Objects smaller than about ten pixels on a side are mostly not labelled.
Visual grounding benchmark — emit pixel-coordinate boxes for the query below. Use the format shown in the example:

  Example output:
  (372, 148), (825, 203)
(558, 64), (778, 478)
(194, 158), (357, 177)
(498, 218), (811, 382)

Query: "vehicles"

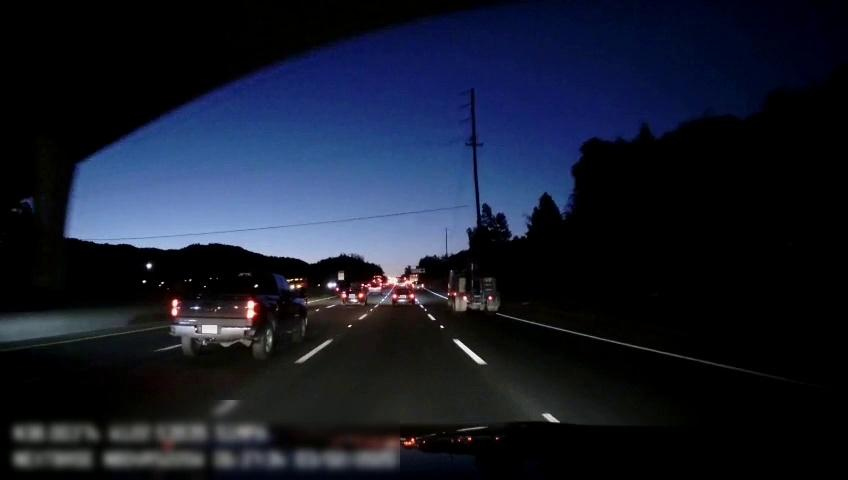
(392, 284), (414, 305)
(171, 273), (310, 362)
(446, 274), (501, 313)
(367, 282), (383, 296)
(339, 283), (367, 307)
